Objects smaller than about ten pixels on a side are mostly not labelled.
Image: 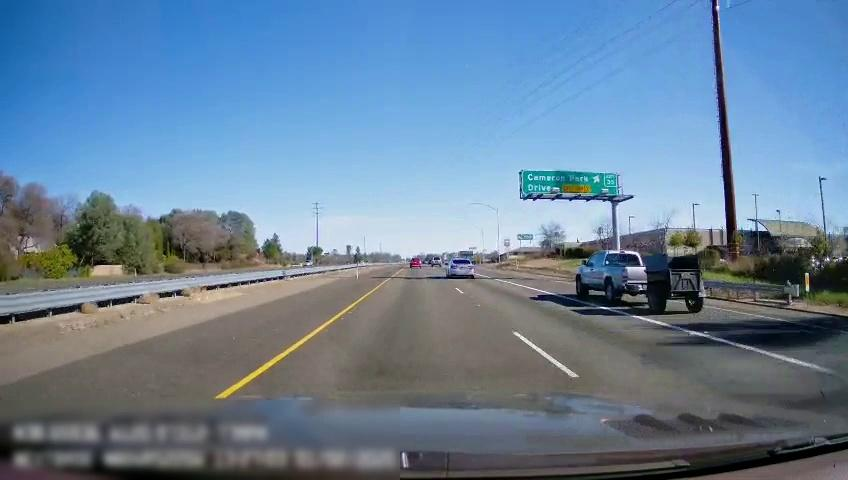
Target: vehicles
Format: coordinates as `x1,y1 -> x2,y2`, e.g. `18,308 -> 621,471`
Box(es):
444,257 -> 475,279
574,249 -> 648,305
431,256 -> 442,267
409,256 -> 423,268
303,260 -> 313,267
644,254 -> 704,315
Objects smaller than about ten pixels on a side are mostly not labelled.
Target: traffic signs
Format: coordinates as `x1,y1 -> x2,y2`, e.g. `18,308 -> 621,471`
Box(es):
516,233 -> 533,240
520,169 -> 620,194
